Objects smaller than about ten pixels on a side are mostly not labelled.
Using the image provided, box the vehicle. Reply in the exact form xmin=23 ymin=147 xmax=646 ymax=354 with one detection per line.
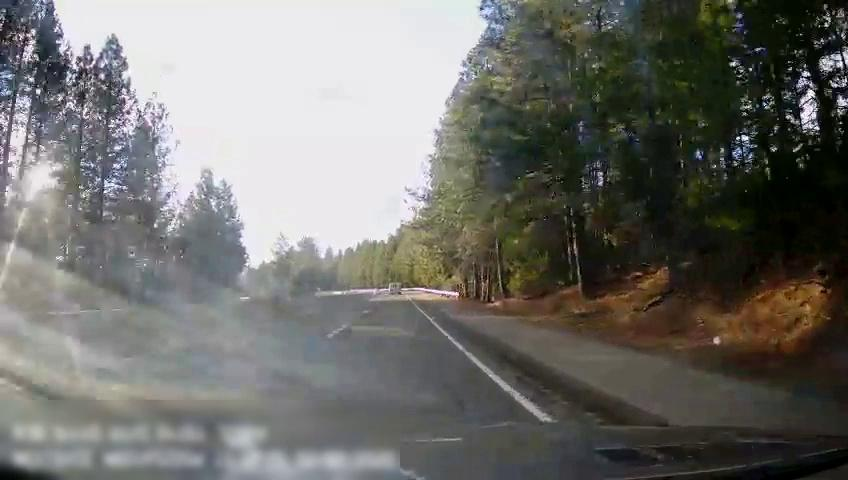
xmin=389 ymin=282 xmax=401 ymax=295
